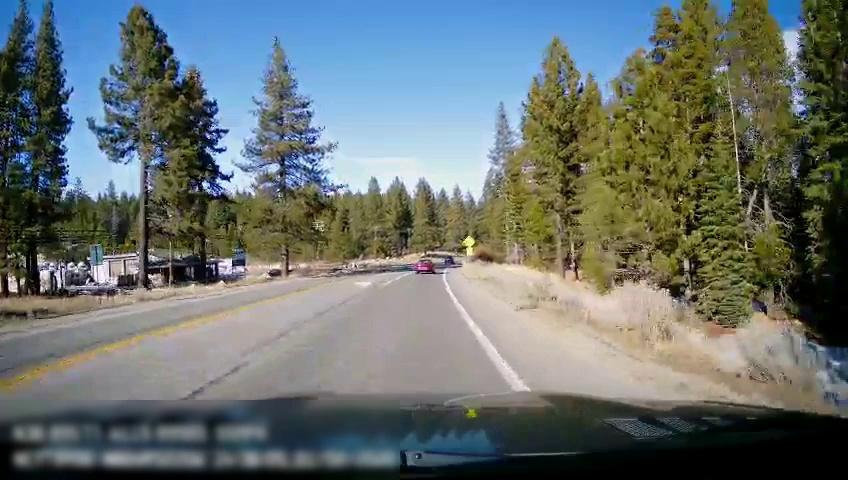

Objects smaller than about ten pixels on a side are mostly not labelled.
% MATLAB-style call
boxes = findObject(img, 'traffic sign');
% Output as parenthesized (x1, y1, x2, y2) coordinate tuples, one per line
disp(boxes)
(463, 235, 476, 247)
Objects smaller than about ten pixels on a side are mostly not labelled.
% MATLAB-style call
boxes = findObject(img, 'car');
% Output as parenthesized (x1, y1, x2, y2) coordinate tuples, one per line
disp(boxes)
(416, 260, 435, 275)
